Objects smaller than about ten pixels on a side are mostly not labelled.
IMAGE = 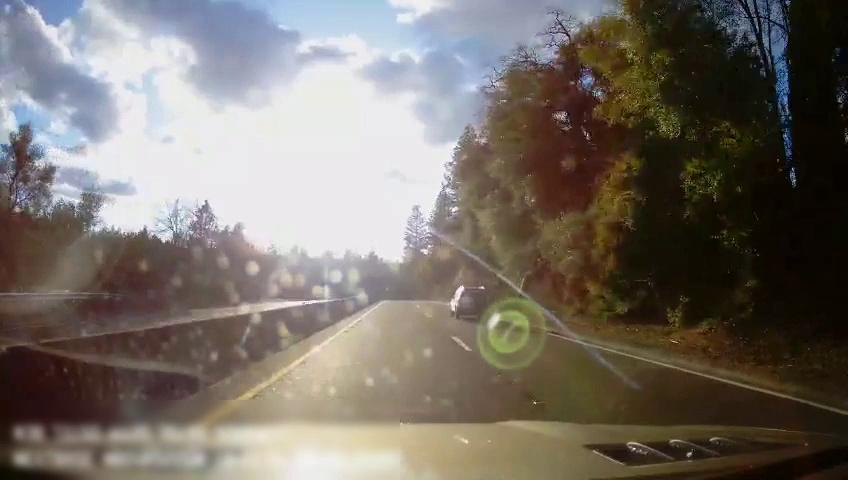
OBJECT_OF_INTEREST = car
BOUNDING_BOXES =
[448,285,488,321]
